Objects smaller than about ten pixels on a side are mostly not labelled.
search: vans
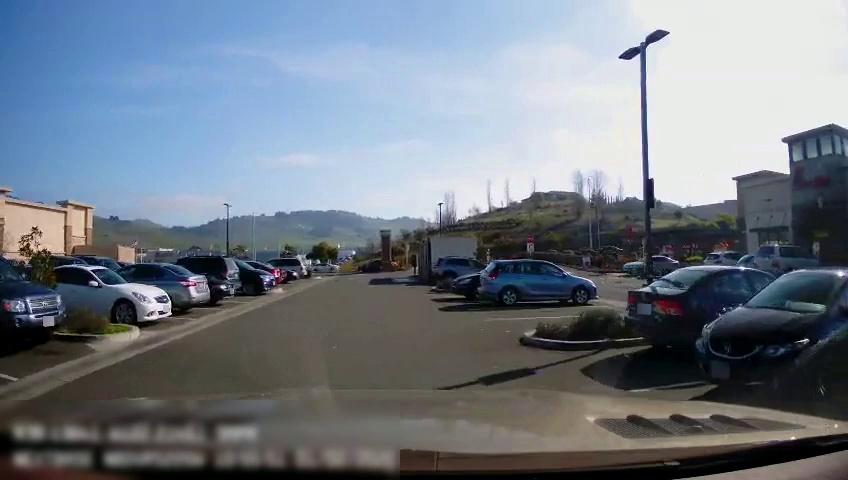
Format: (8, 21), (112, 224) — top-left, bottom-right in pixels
(268, 257), (308, 277)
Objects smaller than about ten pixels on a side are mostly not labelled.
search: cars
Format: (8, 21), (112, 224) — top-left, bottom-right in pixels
(280, 268), (299, 281)
(118, 262), (211, 313)
(624, 265), (778, 351)
(453, 270), (481, 297)
(311, 262), (339, 273)
(476, 258), (598, 307)
(209, 277), (233, 297)
(250, 261), (284, 283)
(54, 264), (173, 325)
(621, 256), (680, 275)
(694, 267), (848, 401)
(236, 260), (277, 294)
(704, 249), (740, 264)
(357, 258), (400, 274)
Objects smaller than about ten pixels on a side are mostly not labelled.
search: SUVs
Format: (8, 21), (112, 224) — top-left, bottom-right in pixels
(737, 241), (819, 276)
(176, 255), (240, 283)
(0, 258), (68, 337)
(438, 256), (479, 281)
